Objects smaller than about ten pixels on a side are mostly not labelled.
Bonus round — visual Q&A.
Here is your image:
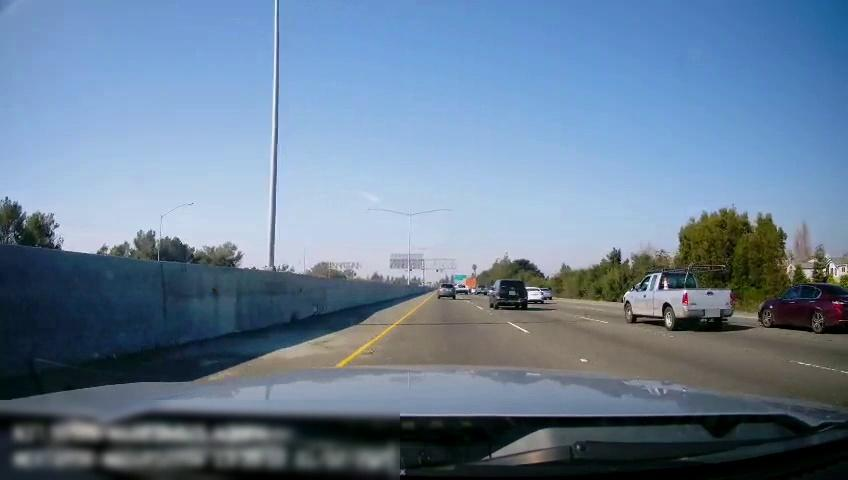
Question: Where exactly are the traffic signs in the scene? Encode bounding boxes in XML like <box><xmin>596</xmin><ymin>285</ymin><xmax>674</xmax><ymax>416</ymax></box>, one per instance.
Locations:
<box><xmin>454</xmin><ymin>274</ymin><xmax>466</xmax><ymax>280</ymax></box>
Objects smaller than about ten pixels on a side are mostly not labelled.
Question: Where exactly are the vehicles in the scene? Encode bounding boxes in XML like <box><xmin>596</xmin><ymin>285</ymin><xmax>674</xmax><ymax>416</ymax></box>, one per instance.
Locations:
<box><xmin>540</xmin><ymin>287</ymin><xmax>552</xmax><ymax>300</ymax></box>
<box><xmin>526</xmin><ymin>286</ymin><xmax>544</xmax><ymax>303</ymax></box>
<box><xmin>622</xmin><ymin>264</ymin><xmax>736</xmax><ymax>332</ymax></box>
<box><xmin>455</xmin><ymin>284</ymin><xmax>468</xmax><ymax>295</ymax></box>
<box><xmin>757</xmin><ymin>282</ymin><xmax>848</xmax><ymax>334</ymax></box>
<box><xmin>465</xmin><ymin>278</ymin><xmax>477</xmax><ymax>289</ymax></box>
<box><xmin>437</xmin><ymin>282</ymin><xmax>457</xmax><ymax>300</ymax></box>
<box><xmin>487</xmin><ymin>278</ymin><xmax>528</xmax><ymax>310</ymax></box>
<box><xmin>475</xmin><ymin>284</ymin><xmax>488</xmax><ymax>295</ymax></box>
